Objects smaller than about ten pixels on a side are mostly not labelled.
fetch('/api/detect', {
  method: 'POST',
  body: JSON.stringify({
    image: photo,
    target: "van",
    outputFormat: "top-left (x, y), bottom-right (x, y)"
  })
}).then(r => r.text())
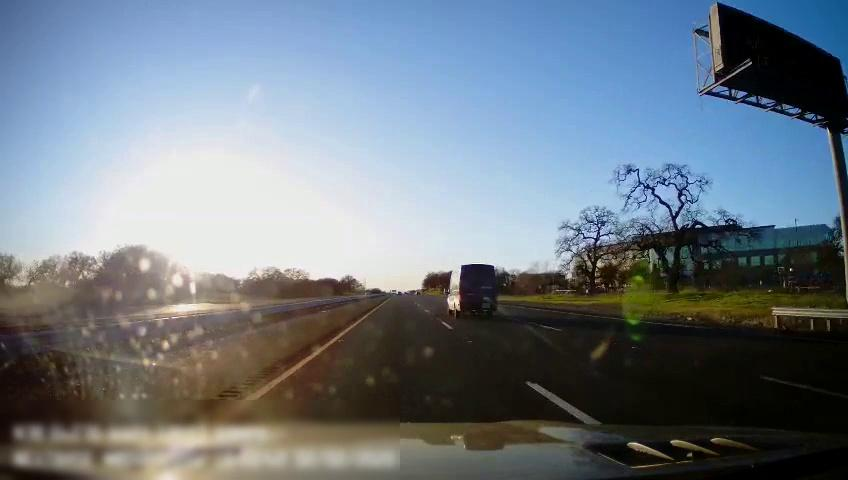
top-left (443, 264), bottom-right (498, 321)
